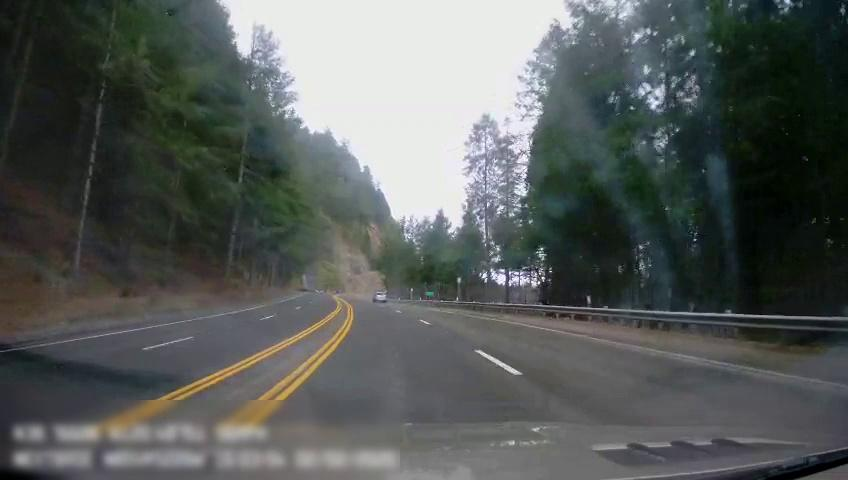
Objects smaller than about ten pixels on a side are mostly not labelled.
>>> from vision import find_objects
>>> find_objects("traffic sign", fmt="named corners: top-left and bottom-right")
top-left (425, 291), bottom-right (436, 298)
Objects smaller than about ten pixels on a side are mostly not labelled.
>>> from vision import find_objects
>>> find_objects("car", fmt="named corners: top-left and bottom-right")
top-left (373, 291), bottom-right (388, 303)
